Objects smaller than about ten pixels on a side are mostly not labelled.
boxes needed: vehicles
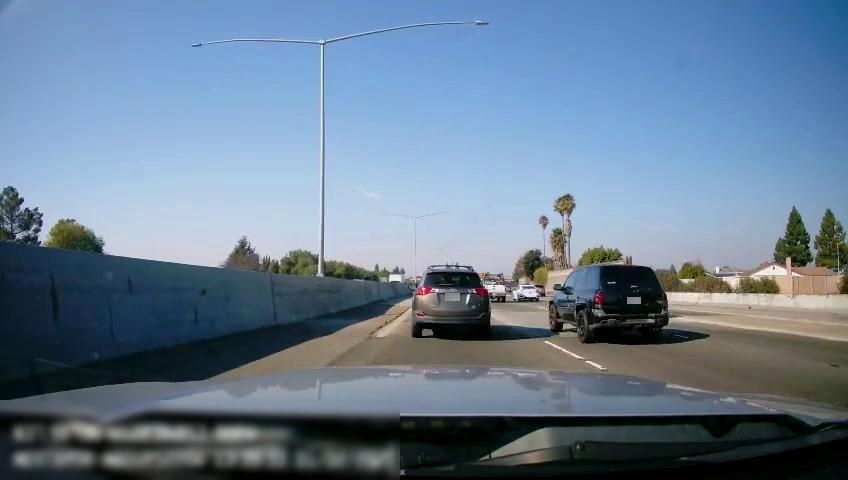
[388,273,406,284]
[512,284,540,303]
[531,284,546,297]
[407,264,492,339]
[475,270,508,303]
[547,263,670,345]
